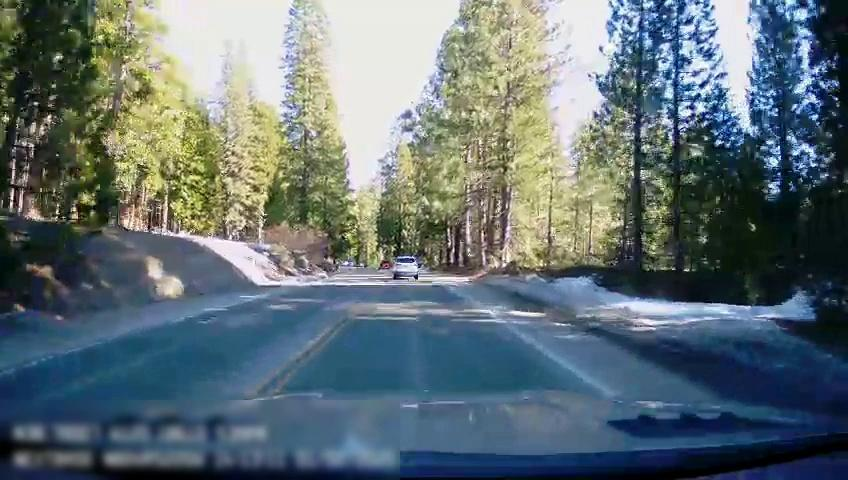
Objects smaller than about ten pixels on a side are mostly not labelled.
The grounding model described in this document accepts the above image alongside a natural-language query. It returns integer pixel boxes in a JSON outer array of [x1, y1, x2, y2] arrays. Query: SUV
[[391, 256, 420, 281]]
